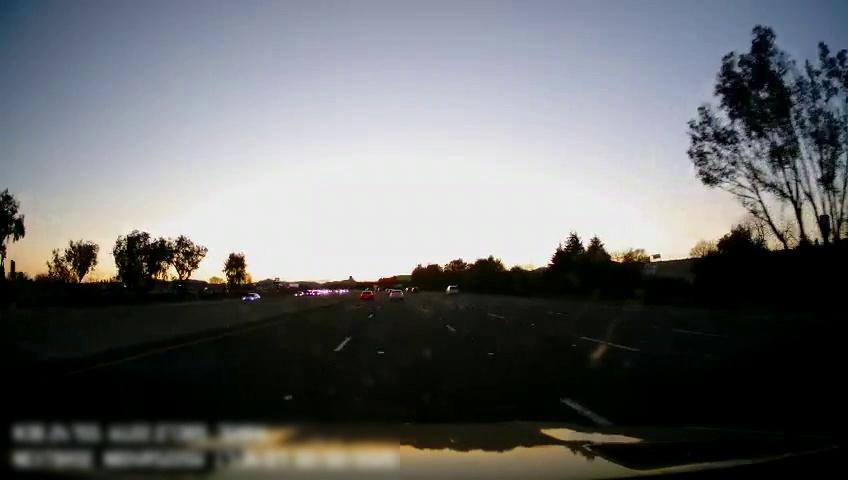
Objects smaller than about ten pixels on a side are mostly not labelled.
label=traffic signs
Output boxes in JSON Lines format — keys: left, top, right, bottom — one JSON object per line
{"left": 398, "top": 275, "right": 412, "bottom": 282}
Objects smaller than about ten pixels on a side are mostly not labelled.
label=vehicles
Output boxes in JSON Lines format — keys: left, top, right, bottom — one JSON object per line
{"left": 389, "top": 289, "right": 405, "bottom": 301}
{"left": 241, "top": 293, "right": 262, "bottom": 302}
{"left": 446, "top": 285, "right": 459, "bottom": 295}
{"left": 293, "top": 291, "right": 306, "bottom": 297}
{"left": 360, "top": 290, "right": 374, "bottom": 300}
